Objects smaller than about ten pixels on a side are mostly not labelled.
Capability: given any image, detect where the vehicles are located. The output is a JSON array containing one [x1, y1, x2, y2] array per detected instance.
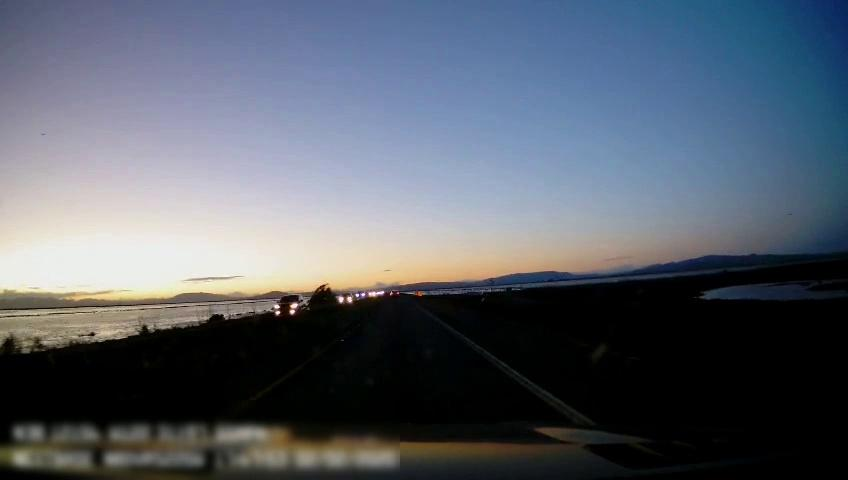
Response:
[[389, 290, 400, 298], [338, 293, 355, 305], [274, 293, 309, 317], [355, 291, 366, 301]]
